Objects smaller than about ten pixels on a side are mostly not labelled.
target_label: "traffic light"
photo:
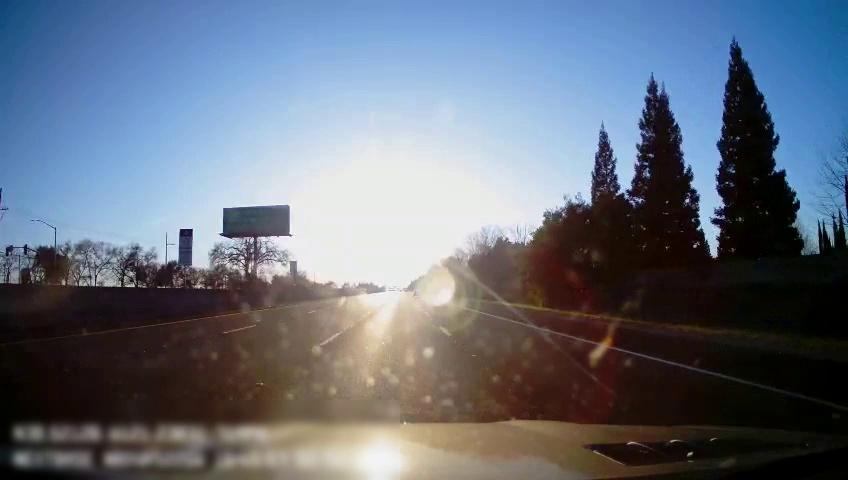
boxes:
[23,244,28,255]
